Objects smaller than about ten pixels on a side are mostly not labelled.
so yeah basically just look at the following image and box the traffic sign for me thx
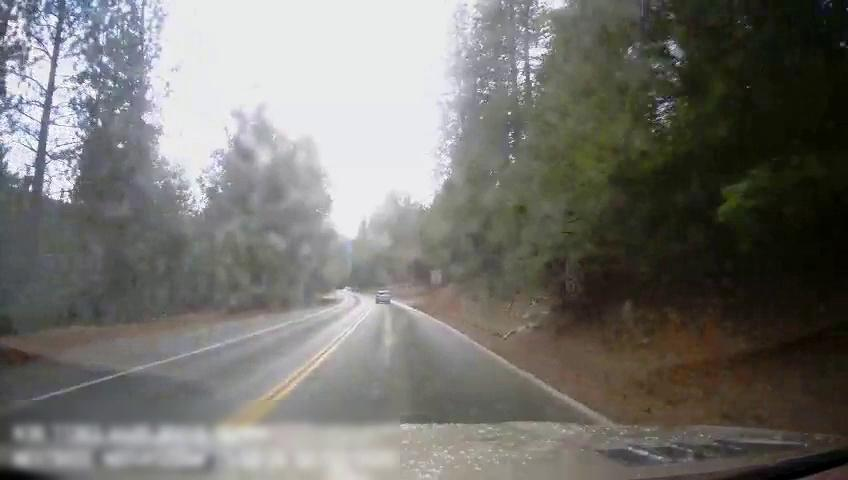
[429,268,443,289]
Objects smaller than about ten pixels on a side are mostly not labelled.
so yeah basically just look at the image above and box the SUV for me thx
[375,289,393,305]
